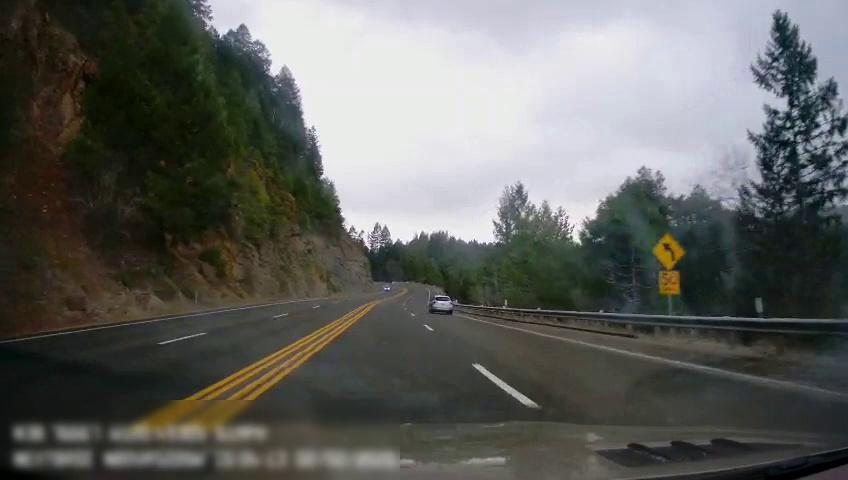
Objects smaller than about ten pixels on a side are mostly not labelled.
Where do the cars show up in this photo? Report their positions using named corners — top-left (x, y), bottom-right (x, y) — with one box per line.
top-left (428, 295), bottom-right (454, 314)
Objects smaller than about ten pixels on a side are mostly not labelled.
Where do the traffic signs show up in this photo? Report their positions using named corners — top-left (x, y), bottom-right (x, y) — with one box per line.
top-left (652, 232), bottom-right (685, 272)
top-left (658, 272), bottom-right (682, 296)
